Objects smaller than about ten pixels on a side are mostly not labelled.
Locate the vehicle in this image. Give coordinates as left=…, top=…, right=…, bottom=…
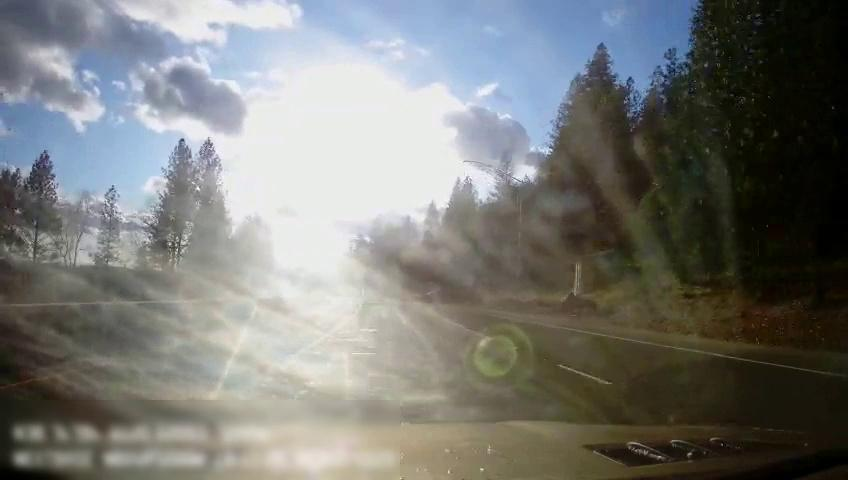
left=360, top=285, right=382, bottom=306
